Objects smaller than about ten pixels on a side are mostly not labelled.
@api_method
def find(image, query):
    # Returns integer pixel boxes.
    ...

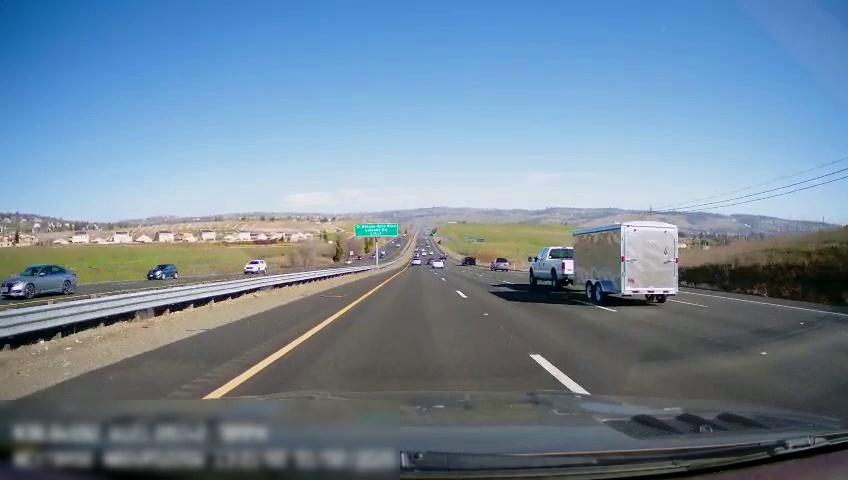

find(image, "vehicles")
[490,257,510,271]
[1,265,77,299]
[431,258,444,268]
[243,260,267,274]
[526,246,574,289]
[147,264,178,281]
[572,222,679,305]
[465,256,477,266]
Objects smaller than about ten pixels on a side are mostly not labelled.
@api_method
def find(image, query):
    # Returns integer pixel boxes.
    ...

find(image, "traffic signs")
[353,223,399,238]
